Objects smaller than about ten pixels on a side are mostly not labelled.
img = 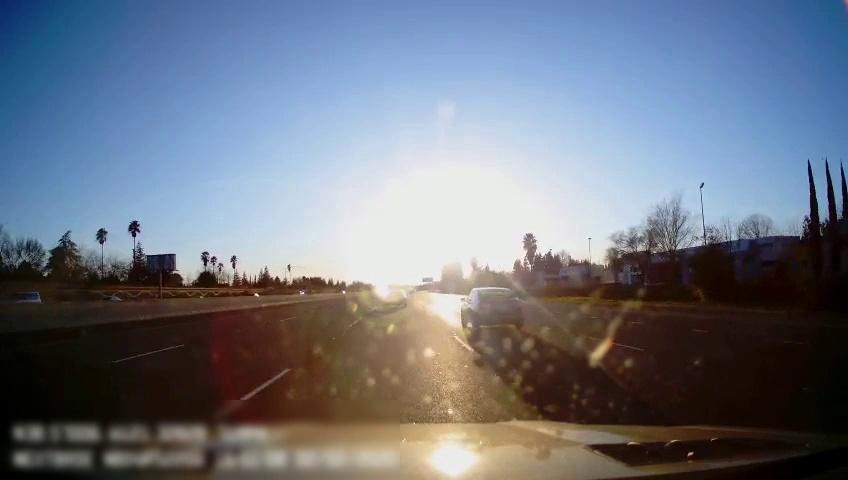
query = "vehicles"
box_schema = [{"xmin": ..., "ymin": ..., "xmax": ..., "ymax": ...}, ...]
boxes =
[
  {"xmin": 96, "ymin": 294, "xmax": 124, "ymax": 303},
  {"xmin": 249, "ymin": 292, "xmax": 260, "ymax": 297},
  {"xmin": 459, "ymin": 287, "xmax": 525, "ymax": 331},
  {"xmin": 380, "ymin": 290, "xmax": 408, "ymax": 309},
  {"xmin": 6, "ymin": 291, "xmax": 42, "ymax": 305}
]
